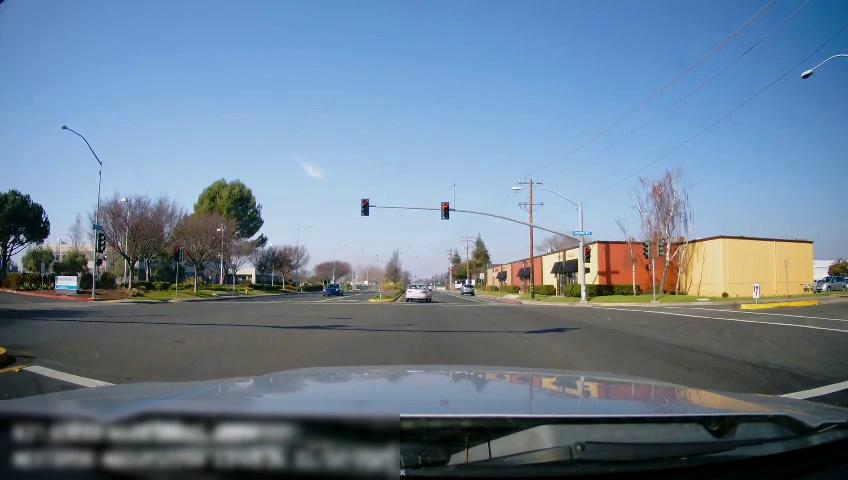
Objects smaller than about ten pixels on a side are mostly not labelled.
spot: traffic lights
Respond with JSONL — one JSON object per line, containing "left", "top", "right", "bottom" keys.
{"left": 582, "top": 246, "right": 592, "bottom": 263}
{"left": 96, "top": 232, "right": 107, "bottom": 254}
{"left": 172, "top": 244, "right": 181, "bottom": 263}
{"left": 657, "top": 239, "right": 666, "bottom": 257}
{"left": 178, "top": 247, "right": 185, "bottom": 262}
{"left": 440, "top": 201, "right": 450, "bottom": 221}
{"left": 642, "top": 239, "right": 652, "bottom": 260}
{"left": 360, "top": 197, "right": 370, "bottom": 217}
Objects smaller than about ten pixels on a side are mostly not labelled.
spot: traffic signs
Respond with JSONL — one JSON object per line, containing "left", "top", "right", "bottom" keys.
{"left": 752, "top": 283, "right": 761, "bottom": 299}
{"left": 92, "top": 223, "right": 104, "bottom": 231}
{"left": 572, "top": 229, "right": 593, "bottom": 237}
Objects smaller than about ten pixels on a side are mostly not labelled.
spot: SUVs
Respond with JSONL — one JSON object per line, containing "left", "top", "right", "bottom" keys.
{"left": 460, "top": 284, "right": 475, "bottom": 296}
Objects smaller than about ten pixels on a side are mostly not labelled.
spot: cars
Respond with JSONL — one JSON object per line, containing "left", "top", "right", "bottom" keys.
{"left": 323, "top": 283, "right": 344, "bottom": 296}
{"left": 405, "top": 283, "right": 433, "bottom": 303}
